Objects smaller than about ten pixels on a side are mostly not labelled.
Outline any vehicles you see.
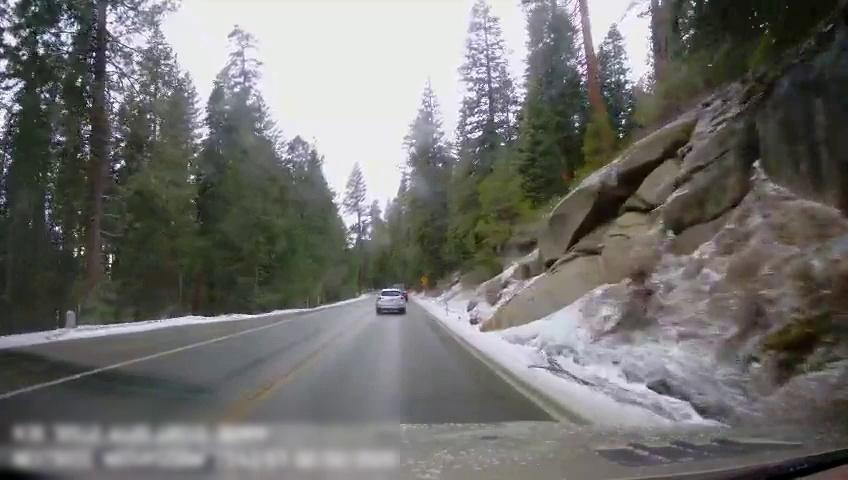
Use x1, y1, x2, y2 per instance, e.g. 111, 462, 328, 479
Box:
389, 284, 408, 301
376, 288, 404, 314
